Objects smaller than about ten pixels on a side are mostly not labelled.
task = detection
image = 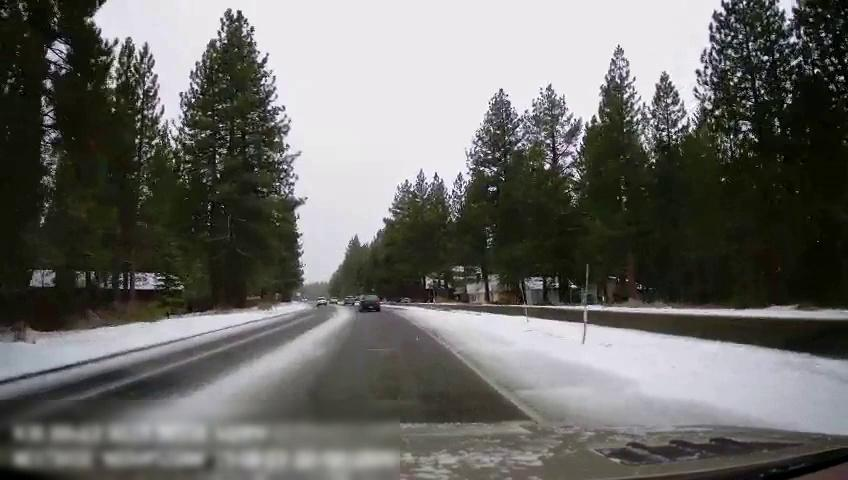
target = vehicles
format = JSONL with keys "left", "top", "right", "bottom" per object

{"left": 343, "top": 295, "right": 355, "bottom": 306}
{"left": 358, "top": 294, "right": 381, "bottom": 313}
{"left": 315, "top": 296, "right": 327, "bottom": 307}
{"left": 400, "top": 297, "right": 411, "bottom": 304}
